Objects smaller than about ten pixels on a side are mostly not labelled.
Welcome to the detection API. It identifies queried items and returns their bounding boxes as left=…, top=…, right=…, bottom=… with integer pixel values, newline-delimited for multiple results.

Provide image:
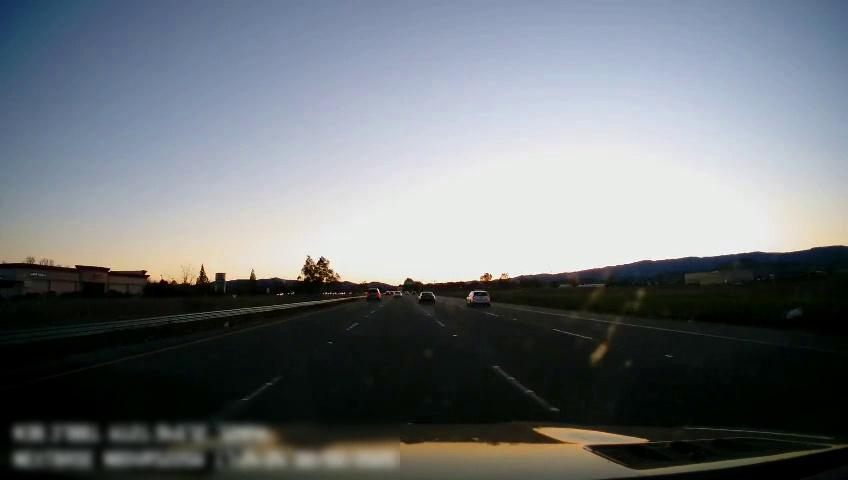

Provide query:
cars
left=418, top=291, right=436, bottom=305
left=393, top=290, right=403, bottom=299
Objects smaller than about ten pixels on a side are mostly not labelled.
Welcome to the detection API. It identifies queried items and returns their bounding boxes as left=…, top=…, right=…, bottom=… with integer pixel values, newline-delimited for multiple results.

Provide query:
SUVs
left=466, top=290, right=491, bottom=308
left=365, top=288, right=381, bottom=302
